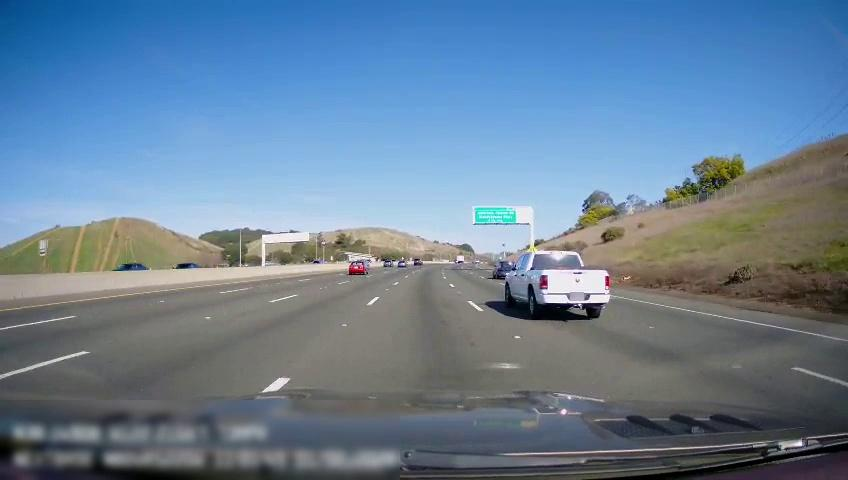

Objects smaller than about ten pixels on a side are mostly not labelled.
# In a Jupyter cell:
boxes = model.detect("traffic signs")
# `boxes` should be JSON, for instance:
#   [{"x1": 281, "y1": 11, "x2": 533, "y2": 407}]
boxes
[{"x1": 475, "y1": 206, "x2": 517, "y2": 225}]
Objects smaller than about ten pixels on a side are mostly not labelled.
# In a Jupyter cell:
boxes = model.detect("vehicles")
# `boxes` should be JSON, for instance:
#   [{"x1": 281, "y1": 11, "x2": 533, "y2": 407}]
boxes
[
  {"x1": 348, "y1": 259, "x2": 369, "y2": 276},
  {"x1": 174, "y1": 262, "x2": 200, "y2": 269},
  {"x1": 111, "y1": 262, "x2": 149, "y2": 272},
  {"x1": 491, "y1": 260, "x2": 515, "y2": 281},
  {"x1": 503, "y1": 250, "x2": 611, "y2": 319},
  {"x1": 383, "y1": 260, "x2": 394, "y2": 268}
]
